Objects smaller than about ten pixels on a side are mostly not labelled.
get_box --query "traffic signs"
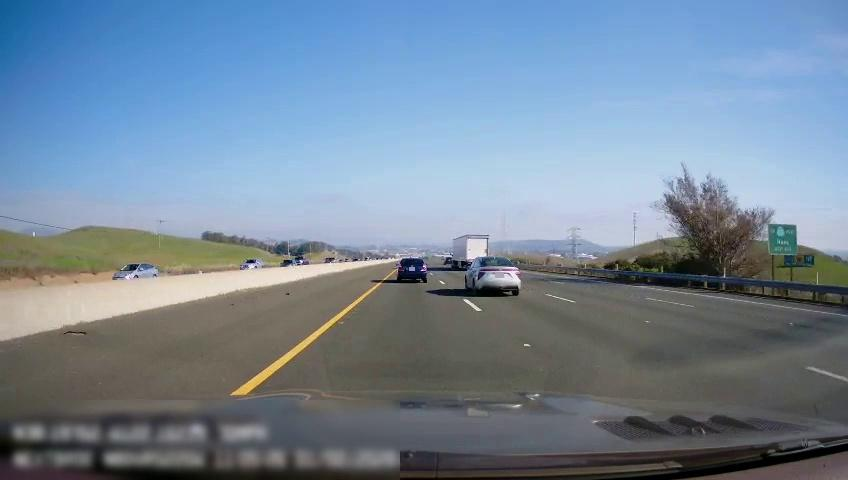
[768,224,799,255]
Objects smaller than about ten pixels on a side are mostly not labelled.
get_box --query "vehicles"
[396,259,427,283]
[111,262,160,281]
[442,257,452,265]
[464,256,521,296]
[239,258,265,271]
[451,235,491,271]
